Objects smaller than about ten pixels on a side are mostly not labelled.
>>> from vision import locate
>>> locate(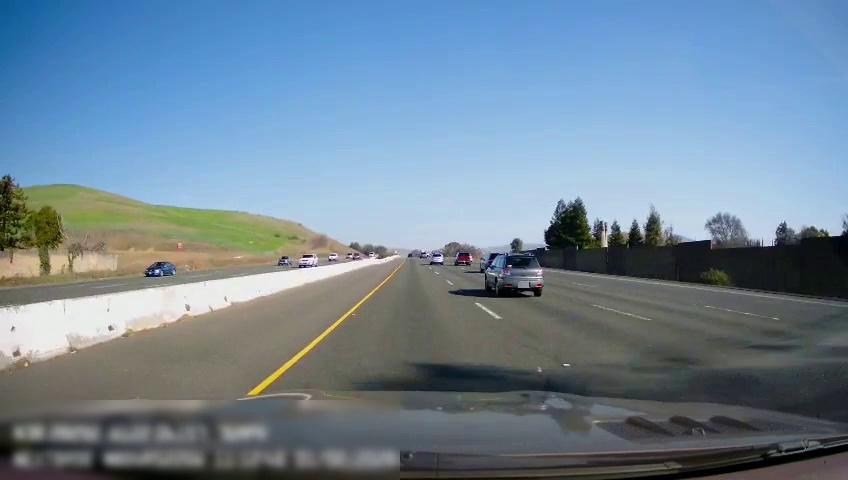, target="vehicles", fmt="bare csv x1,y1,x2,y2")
144,261,177,277
479,252,503,275
278,255,289,266
484,254,544,297
429,253,444,265
328,252,338,262
351,252,361,260
454,252,472,266
298,253,319,269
